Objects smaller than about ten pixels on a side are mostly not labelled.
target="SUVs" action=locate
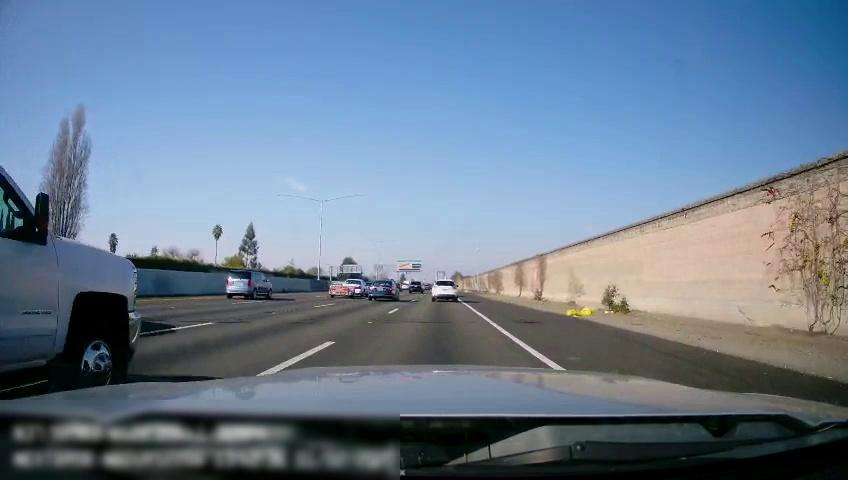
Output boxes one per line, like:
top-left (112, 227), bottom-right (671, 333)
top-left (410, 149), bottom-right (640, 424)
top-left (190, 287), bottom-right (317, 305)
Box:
top-left (431, 279), bottom-right (460, 302)
top-left (408, 281), bottom-right (424, 294)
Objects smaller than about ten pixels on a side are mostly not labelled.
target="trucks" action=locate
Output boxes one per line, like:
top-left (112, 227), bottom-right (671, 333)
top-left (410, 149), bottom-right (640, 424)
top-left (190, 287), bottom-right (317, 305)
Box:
top-left (0, 164), bottom-right (142, 403)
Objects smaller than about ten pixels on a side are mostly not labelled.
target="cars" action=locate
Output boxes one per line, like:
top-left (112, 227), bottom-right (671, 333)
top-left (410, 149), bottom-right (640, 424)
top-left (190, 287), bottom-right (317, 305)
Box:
top-left (226, 269), bottom-right (273, 300)
top-left (368, 279), bottom-right (400, 301)
top-left (328, 279), bottom-right (369, 299)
